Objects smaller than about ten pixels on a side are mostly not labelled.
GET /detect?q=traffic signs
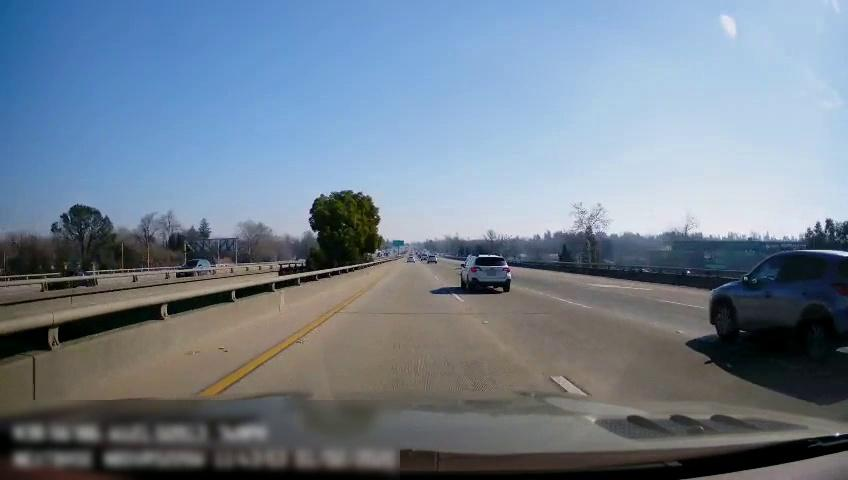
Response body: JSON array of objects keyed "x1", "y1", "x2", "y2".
[
  {"x1": 189, "y1": 238, "x2": 213, "y2": 257},
  {"x1": 392, "y1": 239, "x2": 405, "y2": 248},
  {"x1": 215, "y1": 237, "x2": 239, "y2": 257}
]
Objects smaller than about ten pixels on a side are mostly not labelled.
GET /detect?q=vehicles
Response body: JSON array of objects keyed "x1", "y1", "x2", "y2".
[
  {"x1": 175, "y1": 258, "x2": 212, "y2": 279},
  {"x1": 47, "y1": 266, "x2": 99, "y2": 291},
  {"x1": 708, "y1": 248, "x2": 848, "y2": 364},
  {"x1": 460, "y1": 254, "x2": 512, "y2": 294}
]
